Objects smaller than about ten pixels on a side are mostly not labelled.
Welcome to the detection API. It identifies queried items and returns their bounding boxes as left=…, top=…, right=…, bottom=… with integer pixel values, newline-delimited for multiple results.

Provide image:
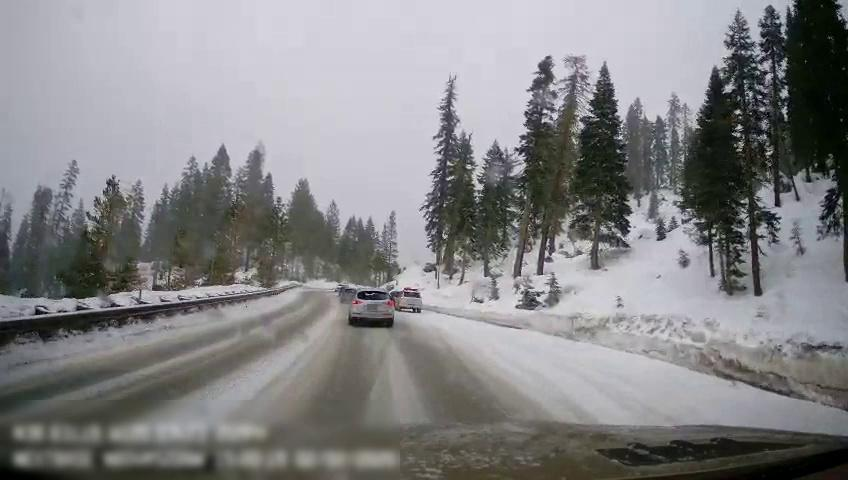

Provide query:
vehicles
left=349, top=288, right=396, bottom=330
left=341, top=287, right=358, bottom=304
left=334, top=284, right=348, bottom=292
left=395, top=290, right=423, bottom=314
left=389, top=290, right=402, bottom=300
